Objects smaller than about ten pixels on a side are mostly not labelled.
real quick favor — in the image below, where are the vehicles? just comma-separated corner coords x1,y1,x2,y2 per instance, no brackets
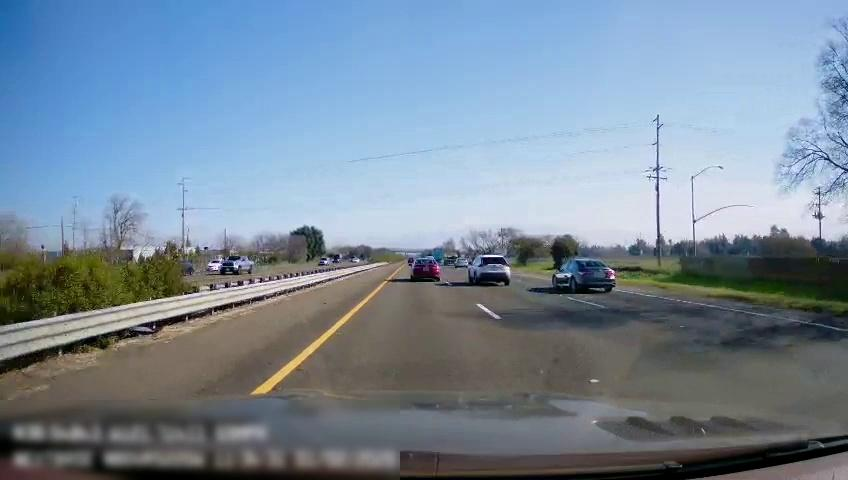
467,255,512,286
219,255,255,275
431,249,443,266
408,257,442,283
332,255,344,264
317,257,331,267
453,258,469,269
444,257,456,267
206,259,227,272
552,257,616,294
180,260,195,275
